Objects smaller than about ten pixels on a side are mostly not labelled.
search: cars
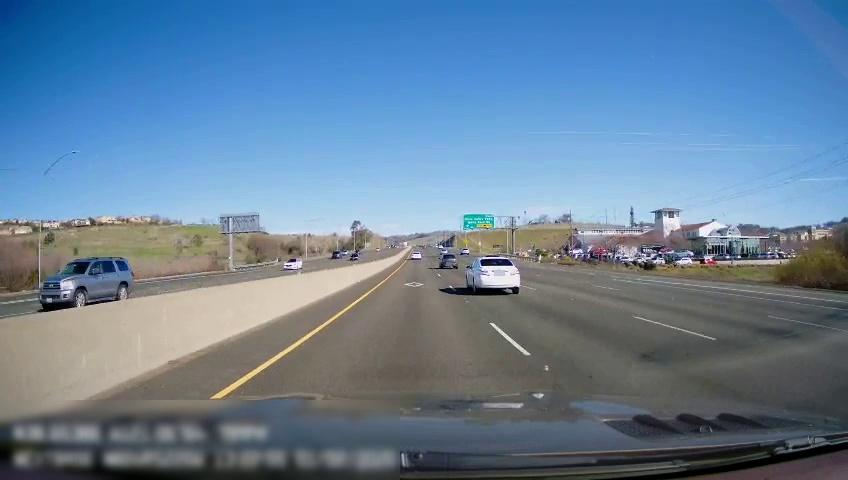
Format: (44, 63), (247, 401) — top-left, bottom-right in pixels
(464, 257), (522, 293)
(439, 254), (459, 269)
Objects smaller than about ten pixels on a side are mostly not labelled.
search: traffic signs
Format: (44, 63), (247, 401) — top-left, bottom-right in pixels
(461, 213), (497, 232)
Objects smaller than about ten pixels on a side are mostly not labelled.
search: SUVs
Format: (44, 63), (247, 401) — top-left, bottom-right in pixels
(411, 251), (422, 260)
(282, 258), (303, 270)
(38, 258), (136, 310)
(460, 247), (470, 255)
